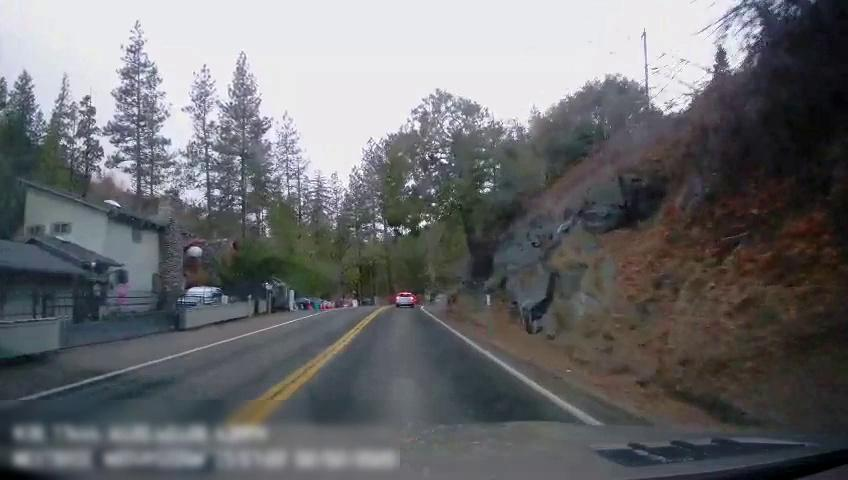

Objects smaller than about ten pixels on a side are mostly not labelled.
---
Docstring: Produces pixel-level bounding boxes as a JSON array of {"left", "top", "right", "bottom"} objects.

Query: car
[{"left": 396, "top": 292, "right": 415, "bottom": 309}]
